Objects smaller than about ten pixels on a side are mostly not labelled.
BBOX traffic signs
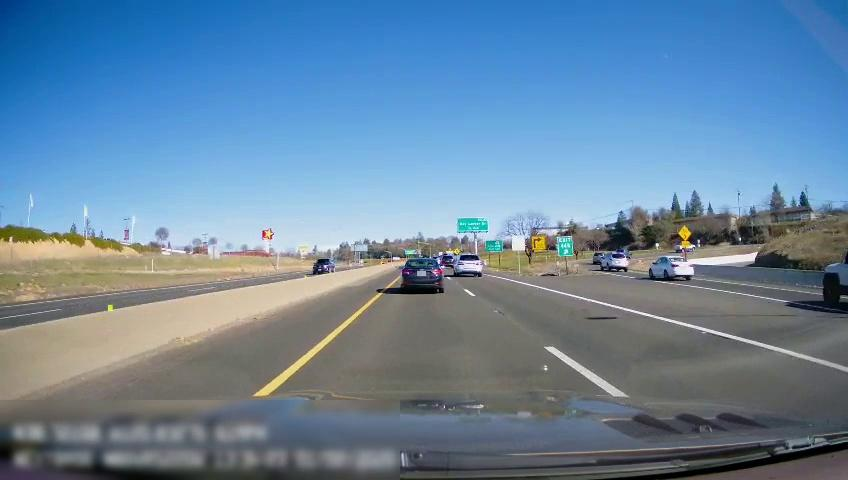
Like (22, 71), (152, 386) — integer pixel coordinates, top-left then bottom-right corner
(555, 235), (574, 258)
(404, 249), (418, 257)
(456, 215), (490, 235)
(680, 225), (690, 248)
(533, 237), (547, 253)
(483, 240), (503, 255)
